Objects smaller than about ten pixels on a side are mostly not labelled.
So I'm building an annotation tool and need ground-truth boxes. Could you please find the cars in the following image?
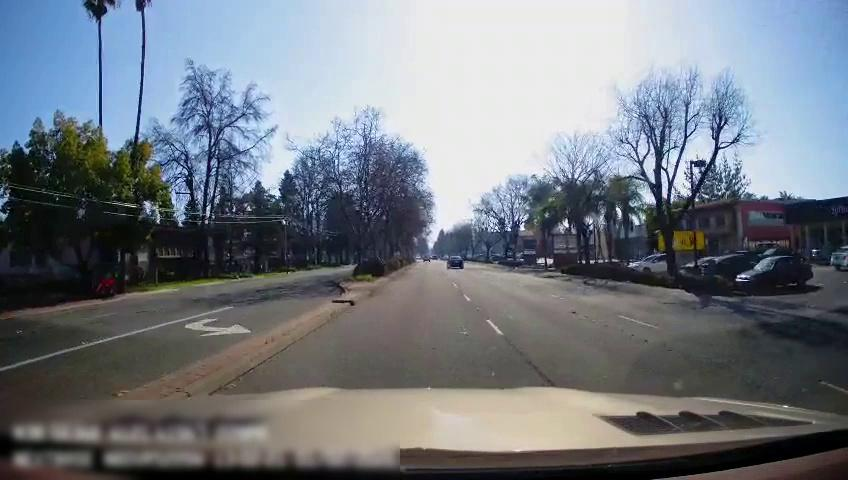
[447,255,464,269]
[831,246,848,270]
[697,254,759,277]
[627,255,675,273]
[735,256,812,289]
[755,248,796,263]
[685,257,719,274]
